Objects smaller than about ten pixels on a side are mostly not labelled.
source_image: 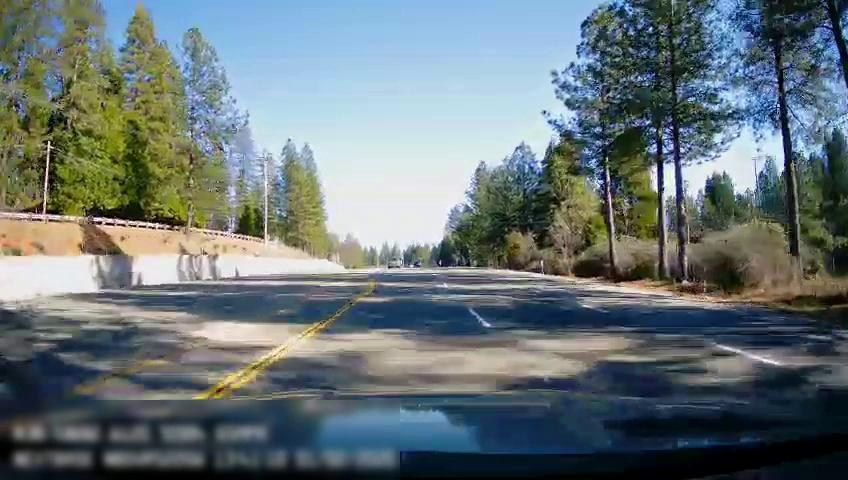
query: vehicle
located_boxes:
[387,258,401,269]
